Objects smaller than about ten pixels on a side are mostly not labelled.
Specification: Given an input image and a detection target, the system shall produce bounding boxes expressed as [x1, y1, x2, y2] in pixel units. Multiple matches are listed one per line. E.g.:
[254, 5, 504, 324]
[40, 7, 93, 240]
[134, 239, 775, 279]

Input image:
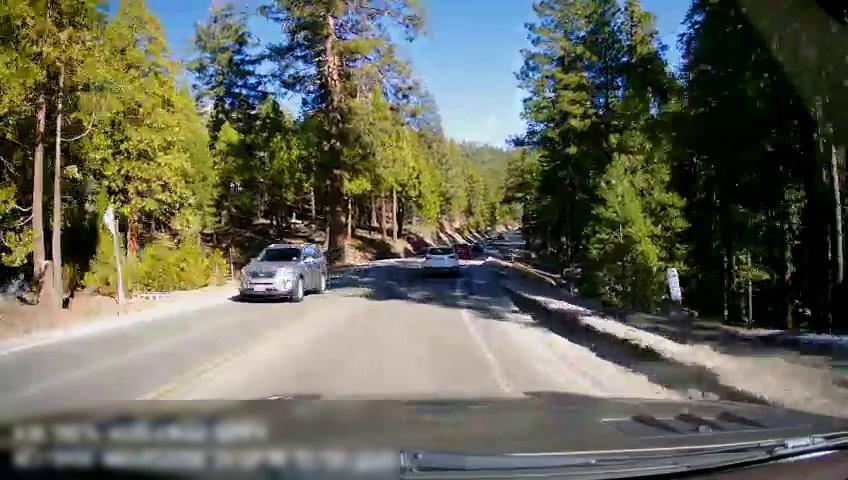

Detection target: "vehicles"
[444, 243, 473, 261]
[239, 243, 329, 303]
[423, 245, 460, 278]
